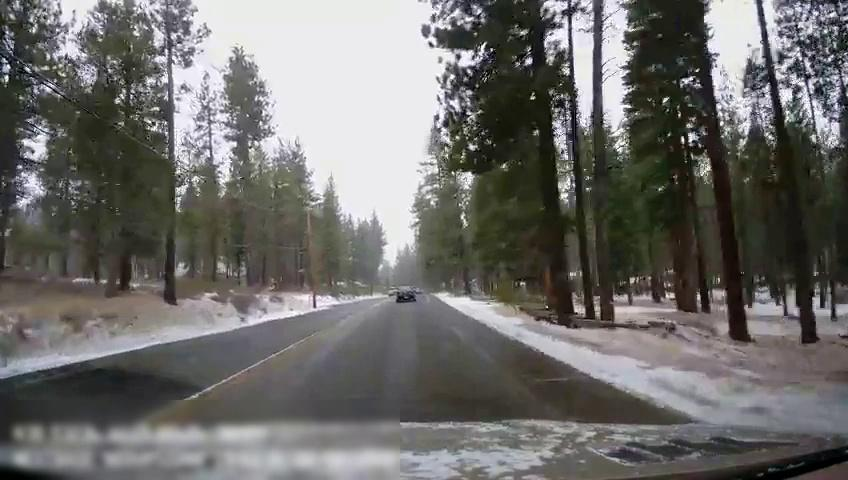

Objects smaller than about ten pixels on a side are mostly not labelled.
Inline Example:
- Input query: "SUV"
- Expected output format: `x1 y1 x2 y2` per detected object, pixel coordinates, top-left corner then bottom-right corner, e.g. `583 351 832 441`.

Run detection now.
394 284 417 303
